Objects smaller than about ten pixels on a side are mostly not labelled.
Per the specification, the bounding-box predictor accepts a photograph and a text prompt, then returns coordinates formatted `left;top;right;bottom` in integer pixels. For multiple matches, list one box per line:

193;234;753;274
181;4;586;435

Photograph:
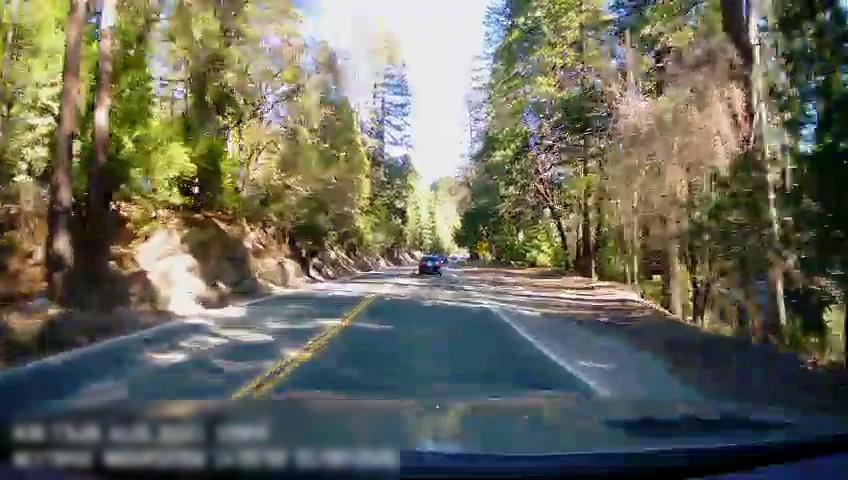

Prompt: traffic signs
476;240;490;250
477;249;489;257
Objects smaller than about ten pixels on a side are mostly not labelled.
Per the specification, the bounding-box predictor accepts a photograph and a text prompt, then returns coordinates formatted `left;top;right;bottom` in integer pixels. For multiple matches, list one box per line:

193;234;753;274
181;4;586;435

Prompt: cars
418;255;442;275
